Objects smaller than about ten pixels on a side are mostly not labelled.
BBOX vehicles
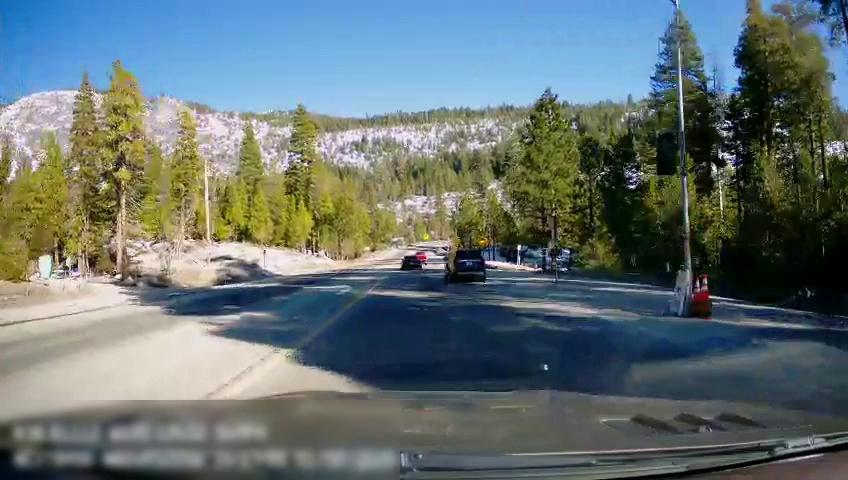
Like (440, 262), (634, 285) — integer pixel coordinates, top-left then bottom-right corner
(443, 246), (487, 283)
(401, 255), (422, 270)
(416, 251), (429, 266)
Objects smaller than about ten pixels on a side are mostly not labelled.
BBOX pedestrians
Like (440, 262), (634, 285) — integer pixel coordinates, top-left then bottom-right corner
(670, 263), (690, 318)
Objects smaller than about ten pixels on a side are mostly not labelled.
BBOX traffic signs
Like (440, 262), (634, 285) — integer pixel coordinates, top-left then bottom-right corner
(477, 235), (491, 250)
